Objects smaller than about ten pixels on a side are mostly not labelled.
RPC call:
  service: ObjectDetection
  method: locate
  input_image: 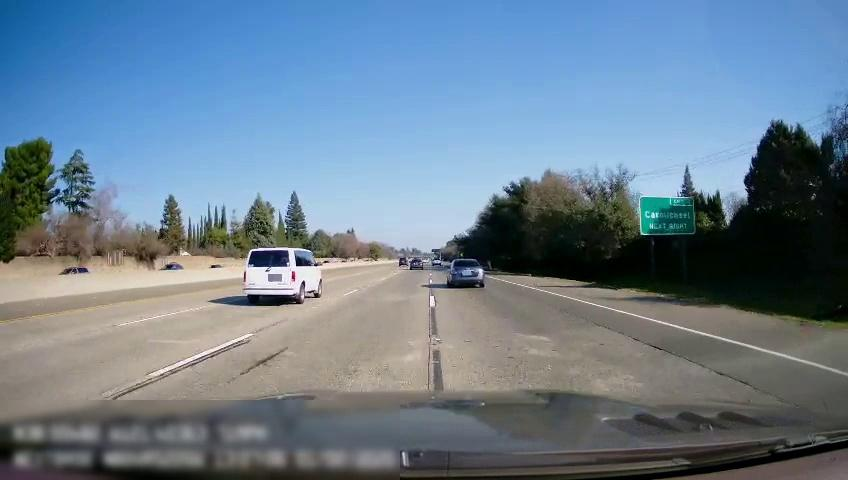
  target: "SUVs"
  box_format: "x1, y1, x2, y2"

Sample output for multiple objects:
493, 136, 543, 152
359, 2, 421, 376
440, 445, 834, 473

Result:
398, 256, 409, 267
431, 257, 442, 266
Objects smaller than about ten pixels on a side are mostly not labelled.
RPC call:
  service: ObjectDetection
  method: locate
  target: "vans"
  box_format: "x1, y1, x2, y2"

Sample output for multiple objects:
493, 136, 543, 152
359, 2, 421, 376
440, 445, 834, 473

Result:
242, 247, 324, 307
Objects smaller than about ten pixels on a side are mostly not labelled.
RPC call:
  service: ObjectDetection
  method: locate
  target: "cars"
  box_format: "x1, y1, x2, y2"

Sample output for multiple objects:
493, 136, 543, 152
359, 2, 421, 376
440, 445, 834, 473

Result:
57, 267, 88, 275
447, 258, 486, 289
409, 258, 424, 270
158, 263, 184, 271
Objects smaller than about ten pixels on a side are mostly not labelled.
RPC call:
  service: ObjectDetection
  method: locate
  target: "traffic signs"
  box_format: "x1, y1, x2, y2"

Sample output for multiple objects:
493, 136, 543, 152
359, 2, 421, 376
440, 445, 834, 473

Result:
639, 194, 696, 235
